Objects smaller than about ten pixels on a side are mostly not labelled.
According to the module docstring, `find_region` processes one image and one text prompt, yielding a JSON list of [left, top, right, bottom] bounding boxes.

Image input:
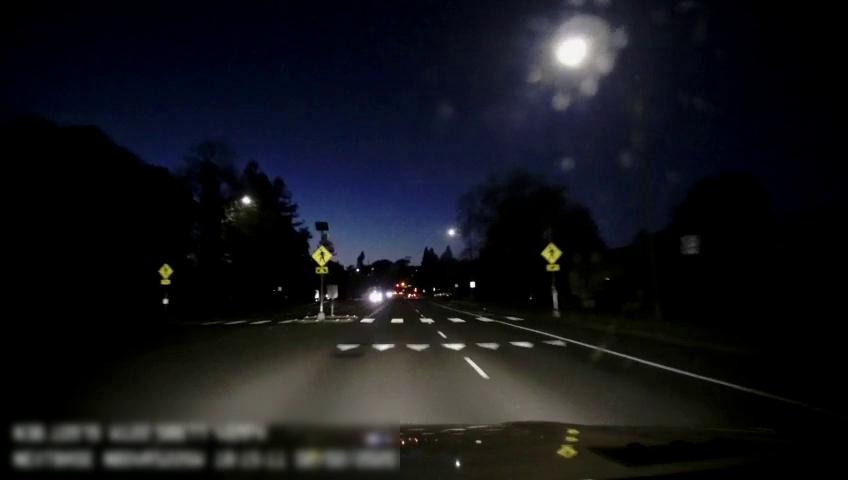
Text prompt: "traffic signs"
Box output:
[[157, 263, 174, 279], [311, 245, 332, 267], [540, 242, 563, 264]]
